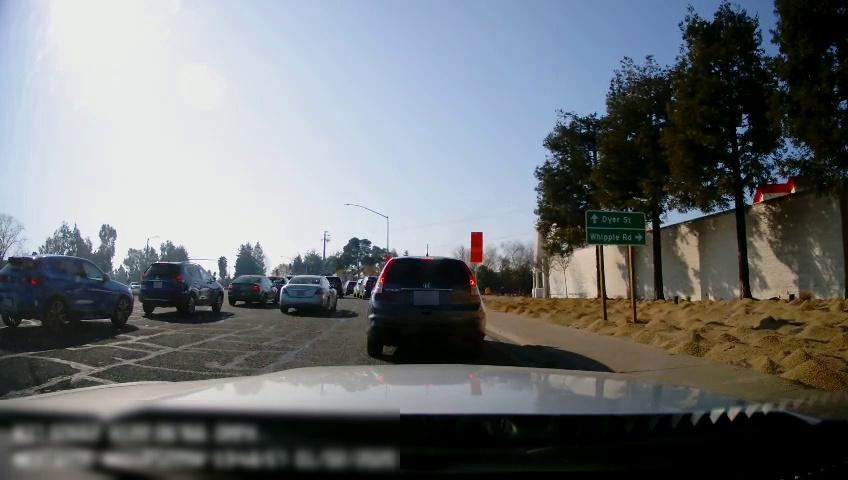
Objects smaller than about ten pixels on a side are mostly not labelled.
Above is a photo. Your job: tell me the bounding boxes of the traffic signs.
[589,211,651,245]
[471,231,485,264]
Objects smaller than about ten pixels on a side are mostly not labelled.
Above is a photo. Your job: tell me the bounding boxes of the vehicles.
[226,275,279,306]
[324,275,345,299]
[265,275,294,289]
[344,280,355,296]
[278,274,340,317]
[339,271,358,282]
[0,255,135,332]
[364,255,489,363]
[350,279,364,297]
[359,276,377,300]
[141,261,226,320]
